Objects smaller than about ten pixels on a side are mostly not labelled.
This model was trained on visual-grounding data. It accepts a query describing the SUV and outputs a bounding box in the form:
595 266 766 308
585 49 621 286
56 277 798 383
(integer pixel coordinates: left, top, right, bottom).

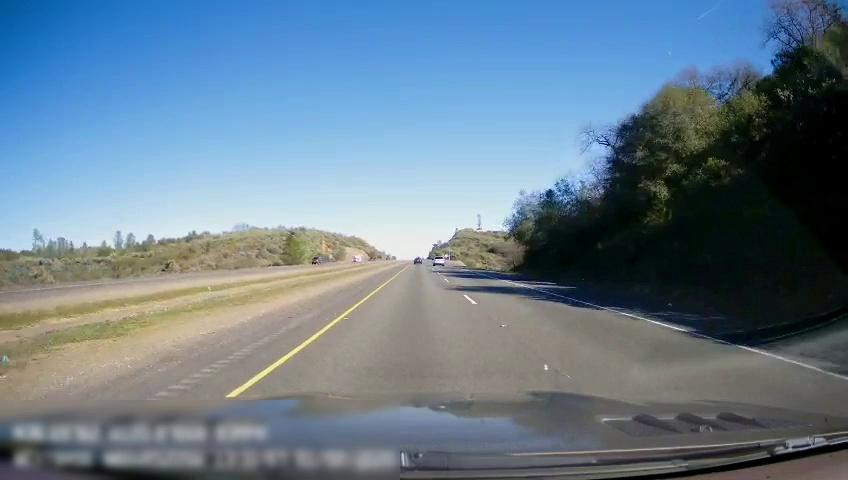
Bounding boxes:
432 257 445 267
